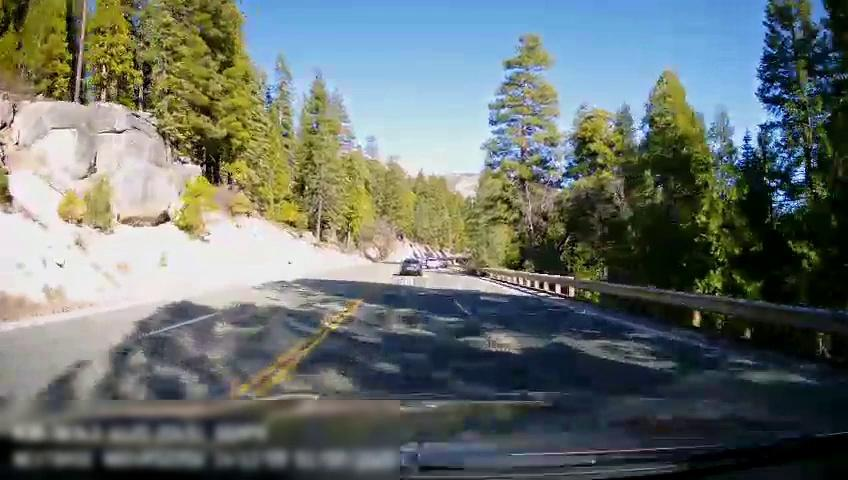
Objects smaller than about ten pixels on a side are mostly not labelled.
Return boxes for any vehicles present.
[425,257,440,270]
[400,258,424,277]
